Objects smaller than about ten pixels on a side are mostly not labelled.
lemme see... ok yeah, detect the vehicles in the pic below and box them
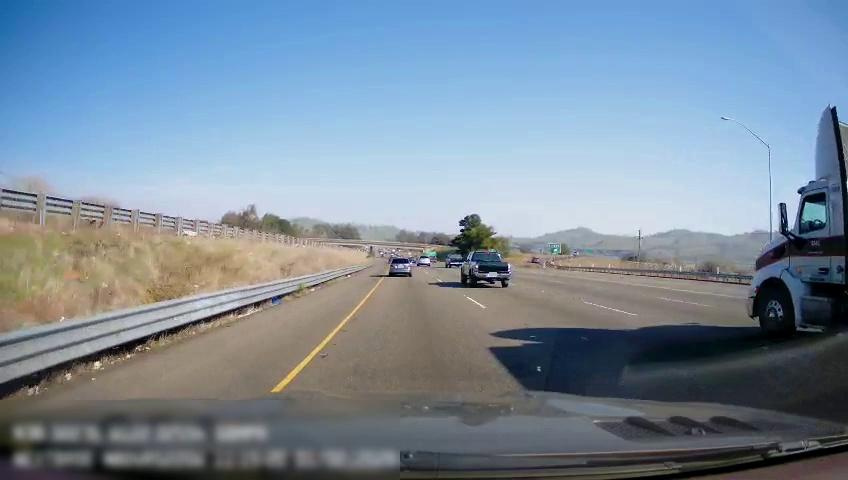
[460,250,512,288]
[444,253,464,269]
[745,104,848,340]
[416,255,431,267]
[388,256,413,278]
[182,228,199,237]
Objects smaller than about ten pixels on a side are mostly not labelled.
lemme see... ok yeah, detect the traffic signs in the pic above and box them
[580,248,593,256]
[422,250,437,258]
[548,241,562,256]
